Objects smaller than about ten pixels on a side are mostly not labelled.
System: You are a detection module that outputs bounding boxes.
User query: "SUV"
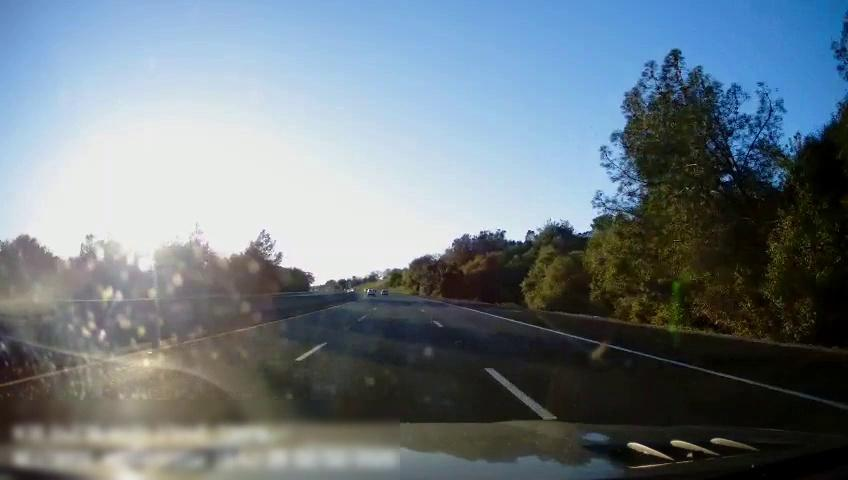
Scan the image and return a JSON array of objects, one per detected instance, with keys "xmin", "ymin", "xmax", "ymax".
[{"xmin": 365, "ymin": 288, "xmax": 378, "ymax": 298}]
